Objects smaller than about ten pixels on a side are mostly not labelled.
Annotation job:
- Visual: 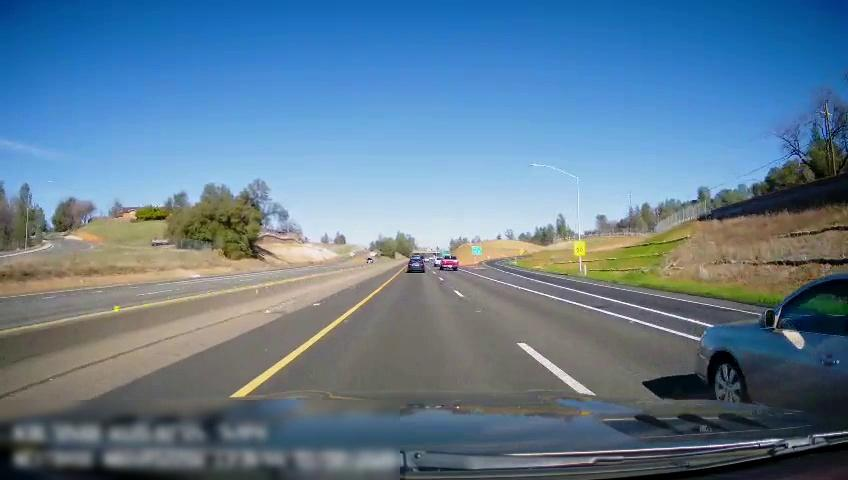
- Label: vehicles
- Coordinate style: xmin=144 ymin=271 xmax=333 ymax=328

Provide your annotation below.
xmin=440 ymin=253 xmax=459 ymax=271
xmin=693 ymin=273 xmax=848 ymax=419
xmin=434 ymin=257 xmax=442 ymax=268
xmin=405 ymin=258 xmax=427 ymax=274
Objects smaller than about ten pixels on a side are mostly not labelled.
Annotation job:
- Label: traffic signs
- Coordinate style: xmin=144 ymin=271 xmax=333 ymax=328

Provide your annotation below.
xmin=471 ymin=246 xmax=482 ymax=255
